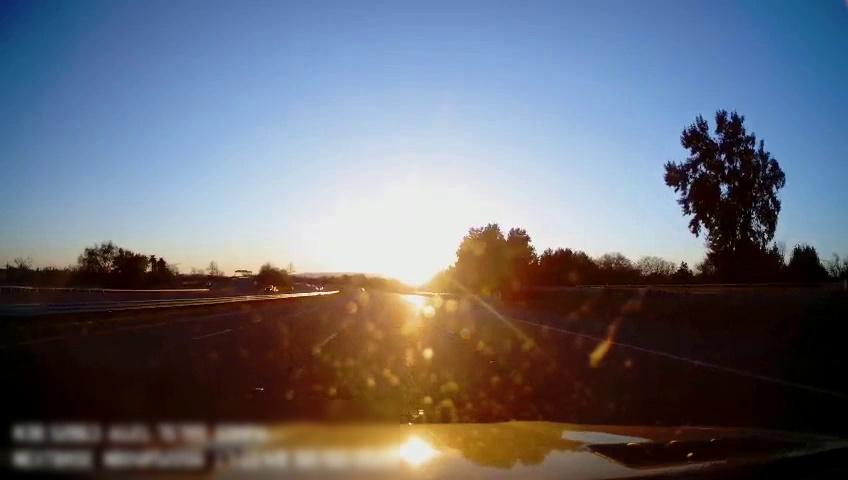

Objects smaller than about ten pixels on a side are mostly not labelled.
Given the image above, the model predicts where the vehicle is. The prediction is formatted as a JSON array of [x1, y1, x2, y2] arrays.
[[264, 285, 277, 293]]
